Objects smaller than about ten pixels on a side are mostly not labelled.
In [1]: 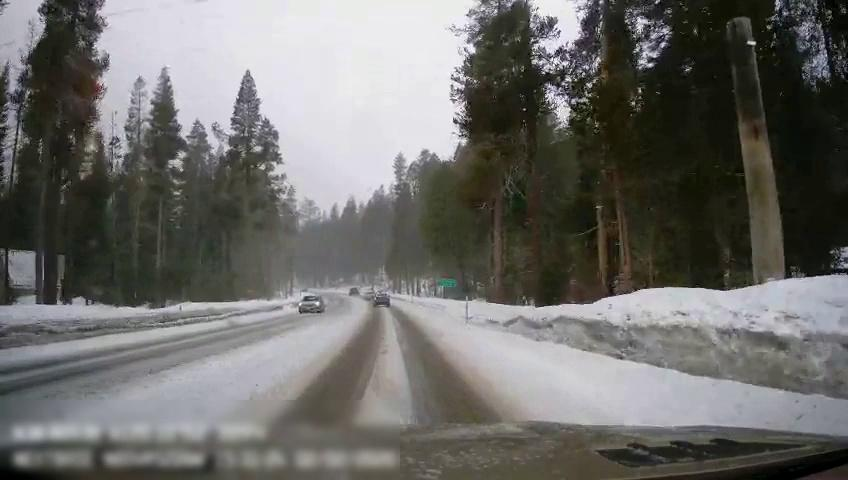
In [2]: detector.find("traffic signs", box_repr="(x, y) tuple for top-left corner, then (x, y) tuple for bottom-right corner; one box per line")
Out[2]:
(437, 278), (457, 288)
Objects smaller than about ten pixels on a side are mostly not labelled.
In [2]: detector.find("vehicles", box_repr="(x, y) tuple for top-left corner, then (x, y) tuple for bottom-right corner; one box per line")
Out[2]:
(372, 290), (391, 308)
(349, 287), (359, 296)
(363, 291), (375, 301)
(298, 295), (325, 314)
